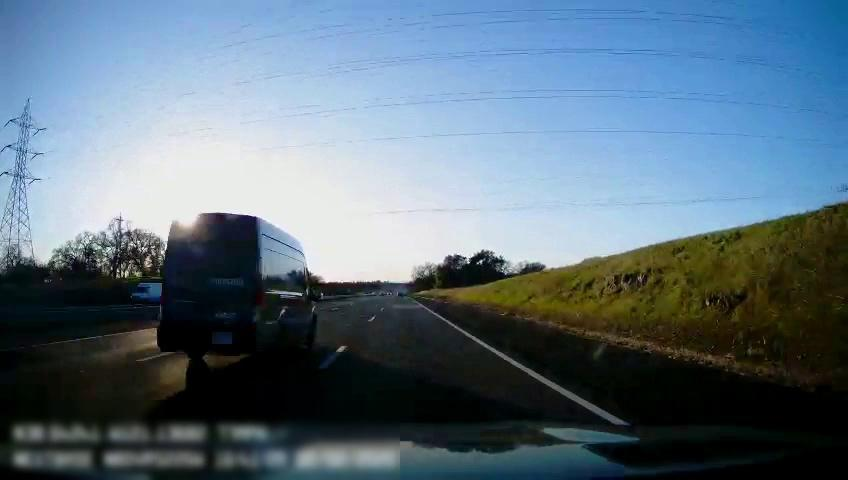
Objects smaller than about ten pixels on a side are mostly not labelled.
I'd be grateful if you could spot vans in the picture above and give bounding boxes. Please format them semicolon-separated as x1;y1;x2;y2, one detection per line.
129;282;162;307
157;211;322;366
